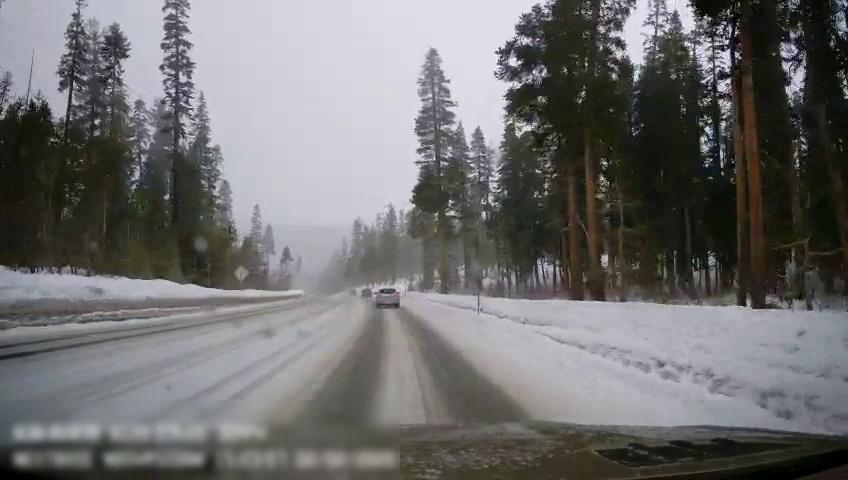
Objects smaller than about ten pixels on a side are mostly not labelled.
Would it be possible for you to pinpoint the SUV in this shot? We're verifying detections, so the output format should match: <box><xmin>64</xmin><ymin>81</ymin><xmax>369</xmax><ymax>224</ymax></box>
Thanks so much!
<box><xmin>374</xmin><ymin>288</ymin><xmax>401</xmax><ymax>309</ymax></box>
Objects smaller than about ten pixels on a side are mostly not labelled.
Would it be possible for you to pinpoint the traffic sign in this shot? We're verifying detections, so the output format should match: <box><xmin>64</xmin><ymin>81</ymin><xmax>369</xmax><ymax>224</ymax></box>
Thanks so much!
<box><xmin>233</xmin><ymin>265</ymin><xmax>250</xmax><ymax>282</ymax></box>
